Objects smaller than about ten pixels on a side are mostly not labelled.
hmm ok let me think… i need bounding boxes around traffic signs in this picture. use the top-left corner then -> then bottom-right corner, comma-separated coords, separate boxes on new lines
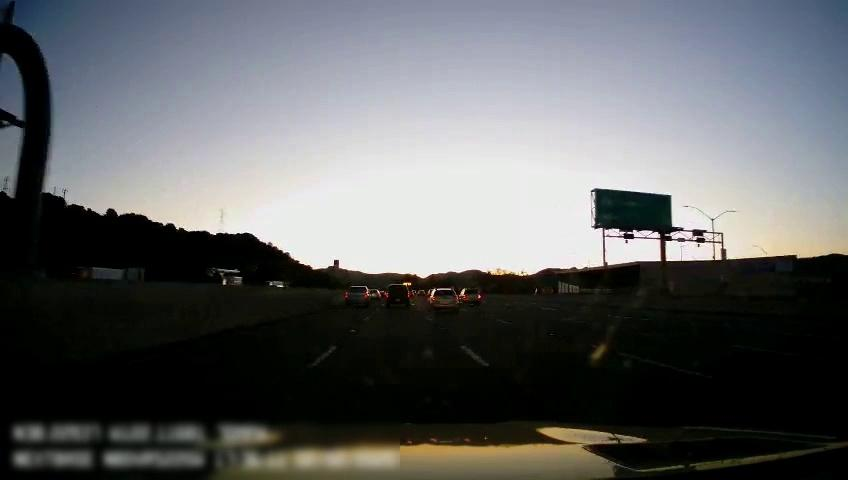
593,188 -> 673,233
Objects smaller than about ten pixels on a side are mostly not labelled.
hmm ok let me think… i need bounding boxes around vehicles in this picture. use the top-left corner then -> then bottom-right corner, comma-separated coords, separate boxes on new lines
534,286 -> 554,295
221,276 -> 242,286
385,283 -> 410,308
344,285 -> 371,308
74,266 -> 145,282
430,288 -> 459,310
458,288 -> 482,308
371,289 -> 383,302
275,281 -> 287,288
